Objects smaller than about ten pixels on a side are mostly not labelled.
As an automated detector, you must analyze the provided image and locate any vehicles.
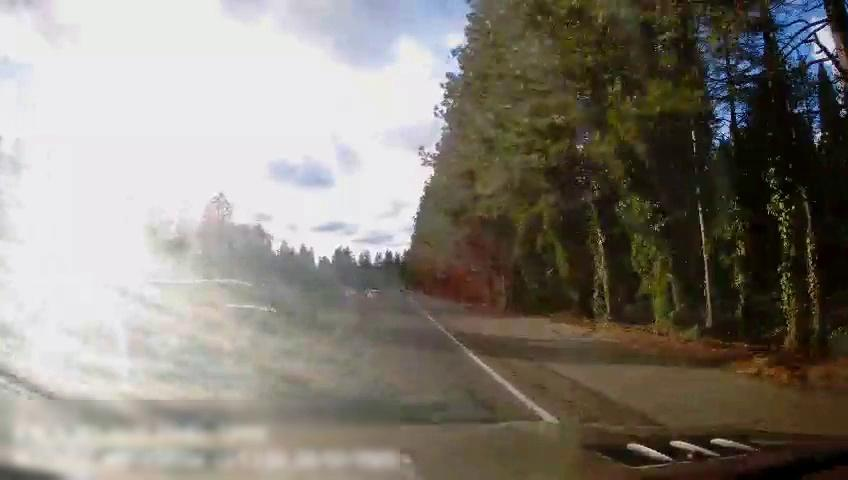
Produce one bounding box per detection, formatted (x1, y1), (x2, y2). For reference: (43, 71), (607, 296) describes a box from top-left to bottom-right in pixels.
(110, 280), (280, 375)
(366, 287), (381, 301)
